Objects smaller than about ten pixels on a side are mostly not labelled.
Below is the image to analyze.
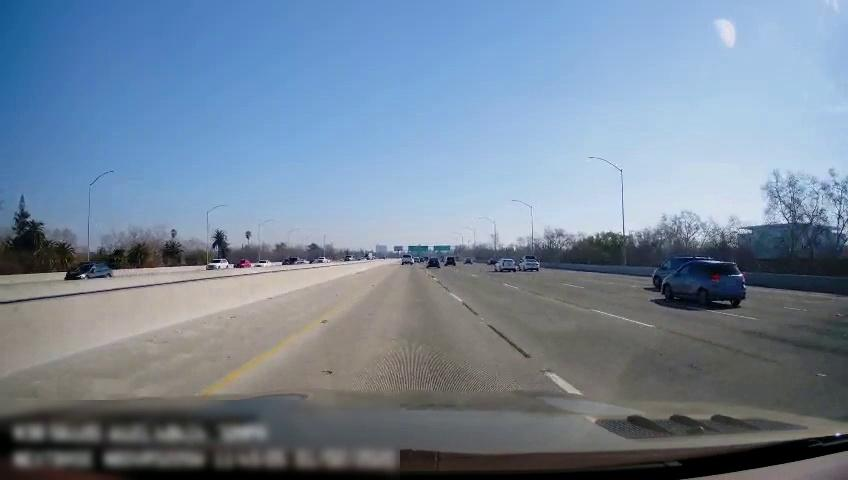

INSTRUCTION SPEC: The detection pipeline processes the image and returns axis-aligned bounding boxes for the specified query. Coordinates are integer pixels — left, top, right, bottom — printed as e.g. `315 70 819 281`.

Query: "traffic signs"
433 245 451 252
407 245 429 252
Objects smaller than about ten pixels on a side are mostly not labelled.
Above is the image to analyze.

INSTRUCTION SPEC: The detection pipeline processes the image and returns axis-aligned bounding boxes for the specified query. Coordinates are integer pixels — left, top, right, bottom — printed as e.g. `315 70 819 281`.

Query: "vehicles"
317 256 332 264
399 254 414 265
659 260 747 308
254 259 272 268
426 257 440 269
494 258 517 273
281 257 301 266
64 260 113 280
205 257 229 271
233 258 251 269
518 258 540 273
444 256 456 267
651 256 721 290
